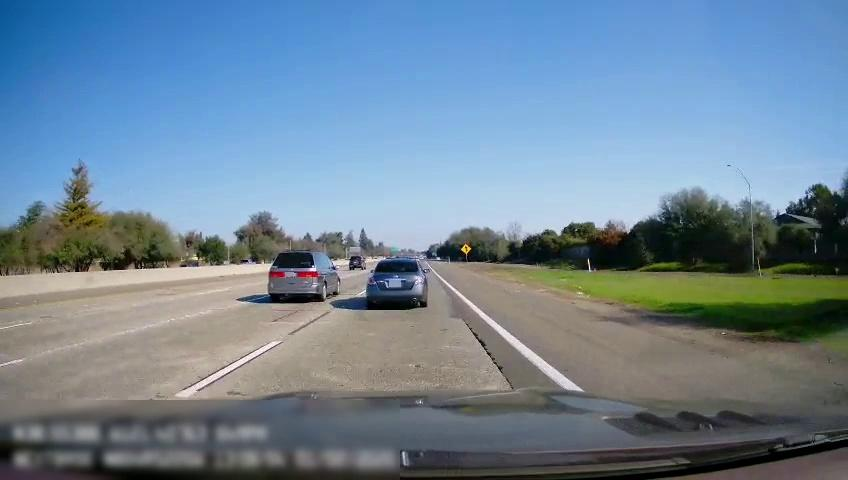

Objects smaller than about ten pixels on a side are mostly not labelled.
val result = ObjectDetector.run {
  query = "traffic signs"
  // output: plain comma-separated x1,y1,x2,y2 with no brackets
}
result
460,243,472,255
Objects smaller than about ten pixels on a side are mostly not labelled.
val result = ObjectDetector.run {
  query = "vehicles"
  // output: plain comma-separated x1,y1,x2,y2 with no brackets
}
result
238,258,257,265
267,251,342,304
367,258,431,311
348,255,367,271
